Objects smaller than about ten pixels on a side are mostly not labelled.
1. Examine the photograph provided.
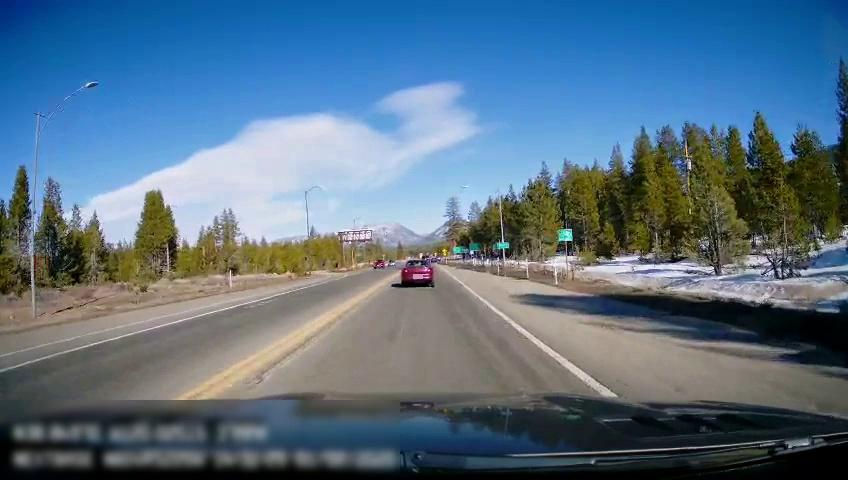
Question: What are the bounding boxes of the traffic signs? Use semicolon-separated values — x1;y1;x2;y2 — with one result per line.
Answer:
452;247;465;253
496;242;509;249
558;229;573;242
470;243;481;252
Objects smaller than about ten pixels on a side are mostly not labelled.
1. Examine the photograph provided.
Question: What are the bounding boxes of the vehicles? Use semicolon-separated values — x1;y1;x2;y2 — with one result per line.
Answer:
371;260;386;270
400;259;435;286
